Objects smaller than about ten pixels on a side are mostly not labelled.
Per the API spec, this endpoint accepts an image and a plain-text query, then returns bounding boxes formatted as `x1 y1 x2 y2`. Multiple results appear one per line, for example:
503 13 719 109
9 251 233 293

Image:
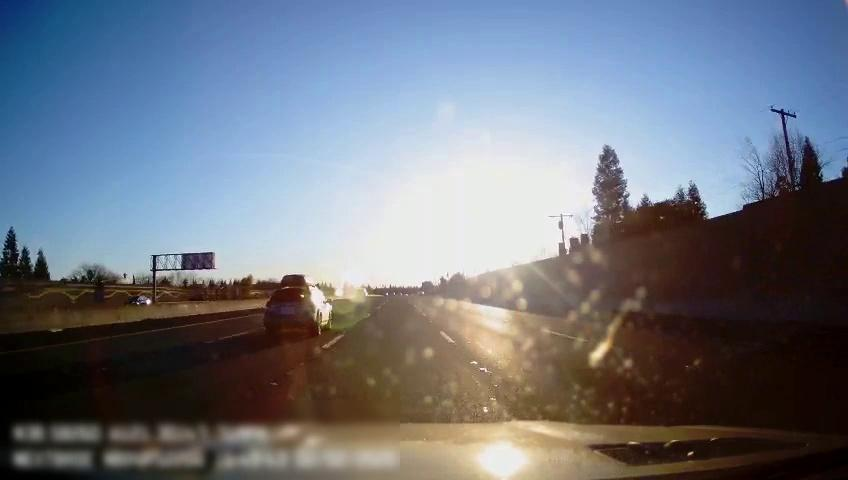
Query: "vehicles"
127 295 152 306
345 286 368 305
263 274 334 340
